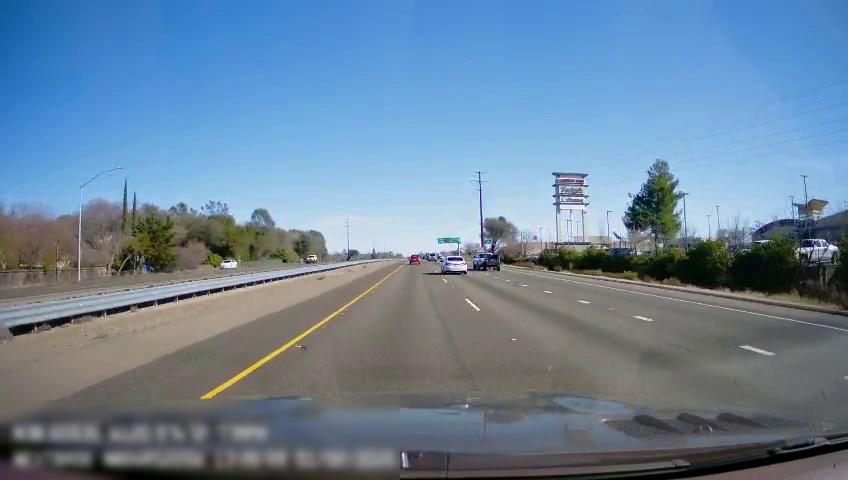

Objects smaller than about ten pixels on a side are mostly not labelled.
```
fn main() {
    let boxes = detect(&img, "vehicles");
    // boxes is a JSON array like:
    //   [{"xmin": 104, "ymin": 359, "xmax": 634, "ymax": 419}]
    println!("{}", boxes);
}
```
[
  {"xmin": 219, "ymin": 259, "xmax": 237, "ymax": 270},
  {"xmin": 482, "ymin": 254, "xmax": 502, "ymax": 272},
  {"xmin": 472, "ymin": 252, "xmax": 492, "ymax": 272},
  {"xmin": 427, "ymin": 253, "xmax": 437, "ymax": 263},
  {"xmin": 305, "ymin": 254, "xmax": 318, "ymax": 265},
  {"xmin": 439, "ymin": 255, "xmax": 468, "ymax": 275},
  {"xmin": 408, "ymin": 253, "xmax": 422, "ymax": 265}
]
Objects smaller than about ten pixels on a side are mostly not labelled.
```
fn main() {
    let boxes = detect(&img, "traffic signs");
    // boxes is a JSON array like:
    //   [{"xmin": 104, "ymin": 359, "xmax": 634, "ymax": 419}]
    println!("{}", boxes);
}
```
[{"xmin": 437, "ymin": 236, "xmax": 462, "ymax": 245}]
